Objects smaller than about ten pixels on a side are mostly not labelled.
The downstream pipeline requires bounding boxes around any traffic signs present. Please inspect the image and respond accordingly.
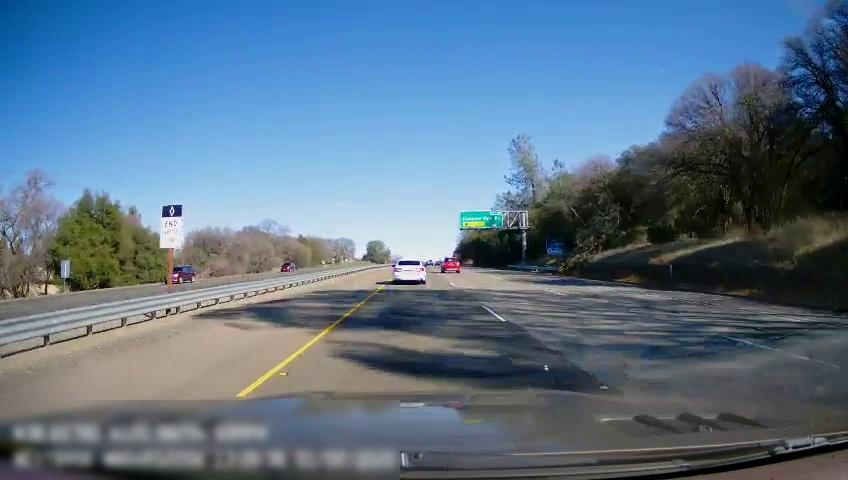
[457,211,506,230]
[560,263,568,277]
[545,239,568,254]
[160,203,184,250]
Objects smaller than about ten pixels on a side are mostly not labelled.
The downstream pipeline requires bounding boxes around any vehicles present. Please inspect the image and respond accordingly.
[280,262,296,273]
[168,264,195,285]
[390,257,426,287]
[440,256,462,274]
